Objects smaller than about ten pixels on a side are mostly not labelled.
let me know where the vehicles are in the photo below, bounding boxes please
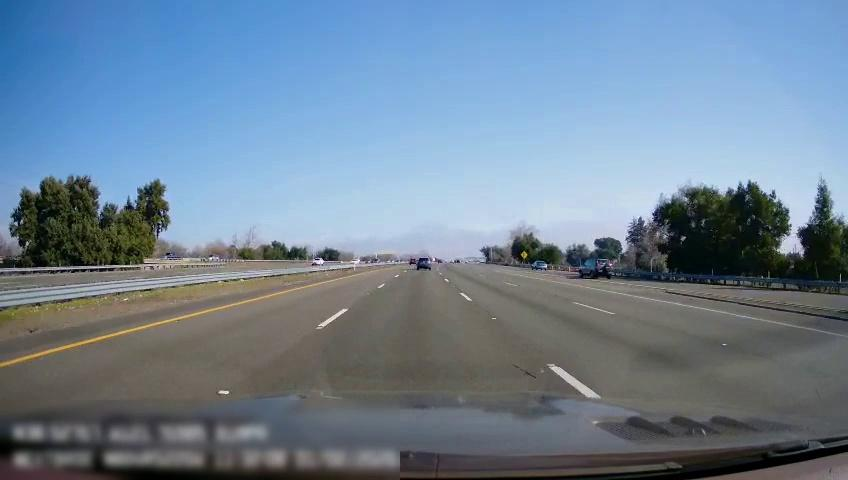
[408,257,417,265]
[416,257,431,270]
[311,257,325,267]
[528,261,548,271]
[579,258,613,280]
